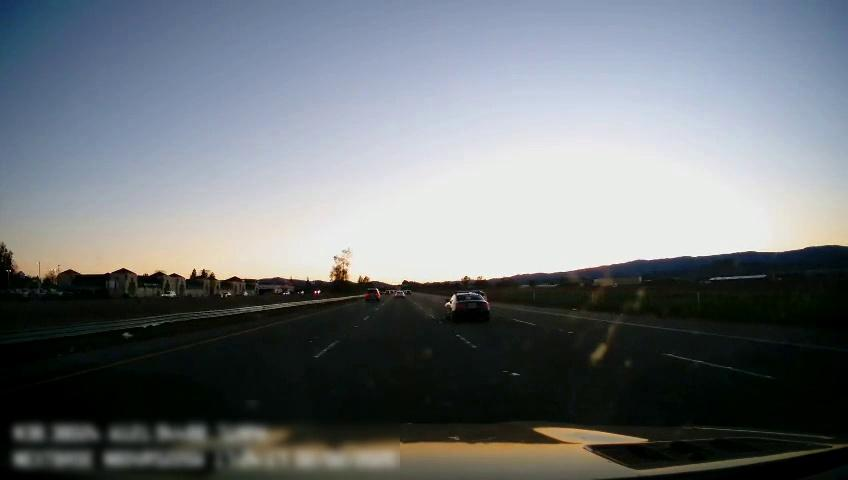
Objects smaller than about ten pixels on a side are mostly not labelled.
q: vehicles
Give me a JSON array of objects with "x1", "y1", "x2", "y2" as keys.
[
  {"x1": 394, "y1": 291, "x2": 406, "y2": 301},
  {"x1": 221, "y1": 292, "x2": 232, "y2": 298},
  {"x1": 364, "y1": 288, "x2": 381, "y2": 302},
  {"x1": 161, "y1": 290, "x2": 177, "y2": 300},
  {"x1": 443, "y1": 292, "x2": 490, "y2": 322},
  {"x1": 471, "y1": 290, "x2": 488, "y2": 302}
]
